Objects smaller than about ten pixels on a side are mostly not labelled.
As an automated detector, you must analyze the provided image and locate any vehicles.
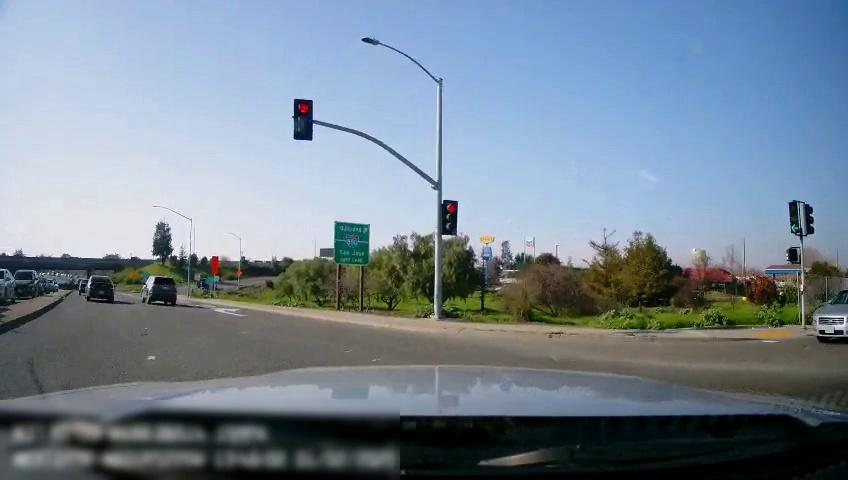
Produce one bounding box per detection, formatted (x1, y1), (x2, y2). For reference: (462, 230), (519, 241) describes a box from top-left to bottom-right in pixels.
(40, 278), (52, 294)
(10, 269), (40, 299)
(52, 281), (59, 292)
(46, 278), (57, 292)
(36, 277), (46, 297)
(84, 274), (115, 303)
(141, 275), (178, 306)
(196, 277), (218, 289)
(811, 287), (848, 344)
(0, 268), (17, 307)
(78, 278), (90, 297)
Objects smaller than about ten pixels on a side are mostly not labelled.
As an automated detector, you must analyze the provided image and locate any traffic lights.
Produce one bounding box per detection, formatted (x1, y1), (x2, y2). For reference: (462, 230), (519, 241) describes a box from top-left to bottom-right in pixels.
(786, 245), (802, 265)
(801, 200), (816, 237)
(787, 200), (802, 237)
(438, 198), (459, 236)
(292, 97), (315, 142)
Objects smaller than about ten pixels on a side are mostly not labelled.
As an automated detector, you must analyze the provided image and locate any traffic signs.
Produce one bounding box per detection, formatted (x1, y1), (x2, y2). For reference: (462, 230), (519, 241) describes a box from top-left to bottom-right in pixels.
(332, 220), (372, 265)
(210, 254), (220, 275)
(208, 275), (221, 283)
